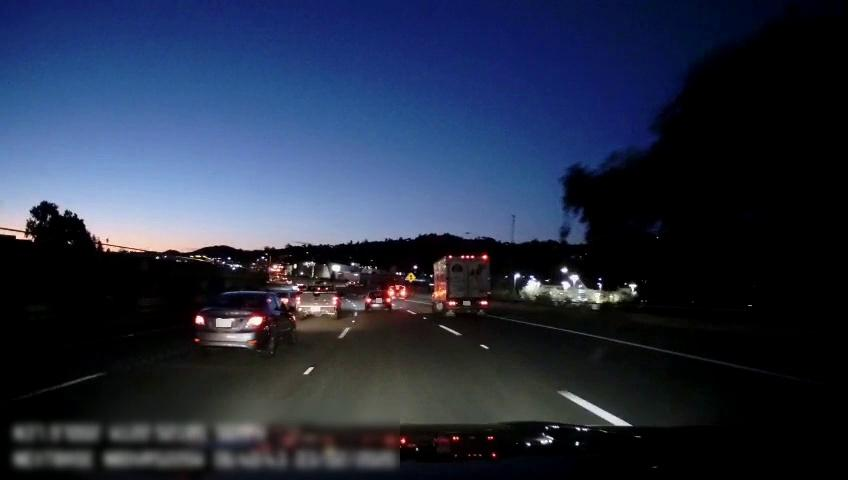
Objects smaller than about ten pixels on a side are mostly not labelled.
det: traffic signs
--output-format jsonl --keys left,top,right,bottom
{"left": 405, "top": 272, "right": 416, "bottom": 283}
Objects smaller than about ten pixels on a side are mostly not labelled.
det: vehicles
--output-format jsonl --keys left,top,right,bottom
{"left": 428, "top": 255, "right": 490, "bottom": 319}
{"left": 272, "top": 290, "right": 297, "bottom": 308}
{"left": 192, "top": 290, "right": 297, "bottom": 359}
{"left": 296, "top": 284, "right": 344, "bottom": 320}
{"left": 365, "top": 290, "right": 392, "bottom": 314}
{"left": 379, "top": 278, "right": 409, "bottom": 300}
